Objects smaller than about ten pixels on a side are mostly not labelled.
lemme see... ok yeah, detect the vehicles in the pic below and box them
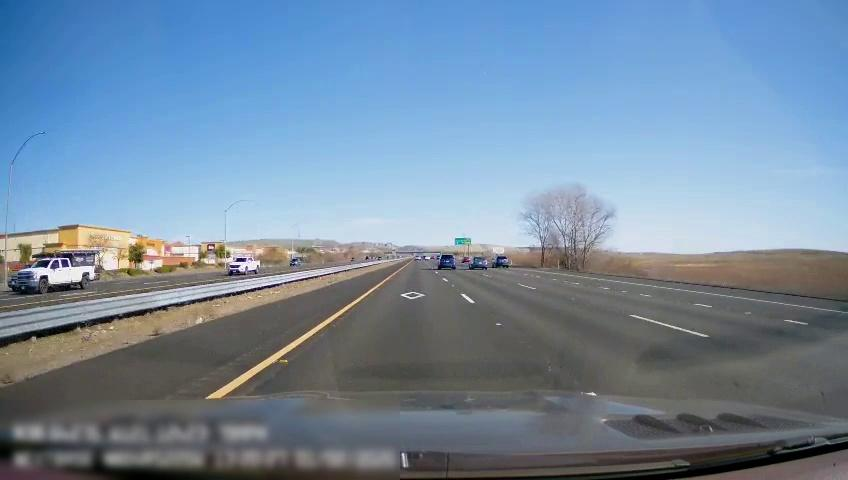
[469,256,487,270]
[491,255,509,269]
[289,258,301,267]
[437,254,456,271]
[228,257,261,276]
[8,258,97,294]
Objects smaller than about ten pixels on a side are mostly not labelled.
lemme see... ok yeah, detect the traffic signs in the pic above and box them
[454,237,472,246]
